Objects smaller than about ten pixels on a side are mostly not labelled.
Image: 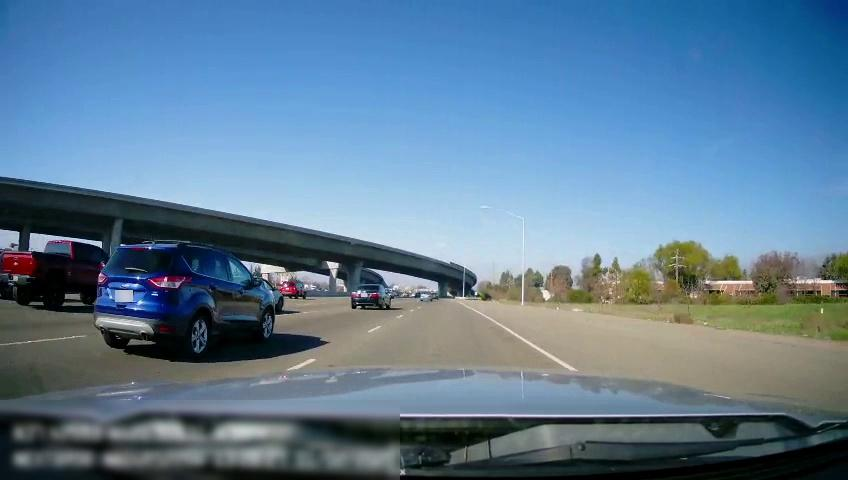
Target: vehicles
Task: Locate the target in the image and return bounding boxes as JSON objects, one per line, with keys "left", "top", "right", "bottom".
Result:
{"left": 279, "top": 279, "right": 308, "bottom": 301}
{"left": 351, "top": 284, "right": 392, "bottom": 311}
{"left": 431, "top": 291, "right": 439, "bottom": 301}
{"left": 259, "top": 276, "right": 285, "bottom": 315}
{"left": 420, "top": 290, "right": 433, "bottom": 302}
{"left": 0, "top": 239, "right": 109, "bottom": 311}
{"left": 387, "top": 287, "right": 401, "bottom": 300}
{"left": 92, "top": 241, "right": 277, "bottom": 360}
